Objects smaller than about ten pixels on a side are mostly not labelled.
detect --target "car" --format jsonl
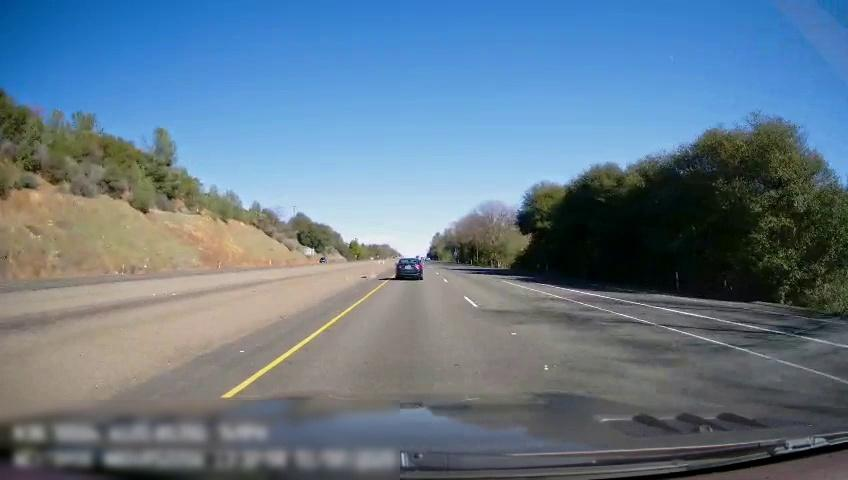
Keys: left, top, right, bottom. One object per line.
{"left": 394, "top": 257, "right": 425, "bottom": 281}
